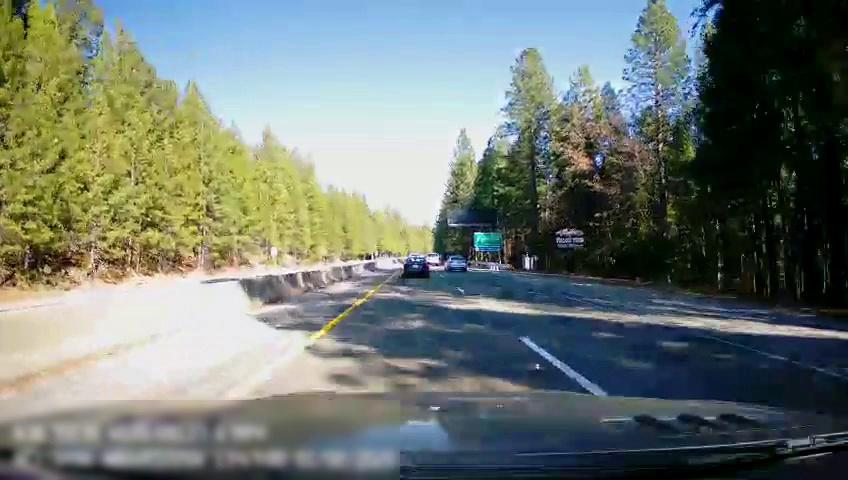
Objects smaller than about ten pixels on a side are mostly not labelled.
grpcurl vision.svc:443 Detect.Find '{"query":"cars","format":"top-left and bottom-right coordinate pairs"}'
top-left (404, 255), bottom-right (430, 278)
top-left (447, 256), bottom-right (467, 272)
top-left (426, 254), bottom-right (440, 266)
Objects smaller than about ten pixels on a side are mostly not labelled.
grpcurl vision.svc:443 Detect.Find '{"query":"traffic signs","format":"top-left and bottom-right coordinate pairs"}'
top-left (475, 245), bottom-right (501, 251)
top-left (474, 231), bottom-right (503, 245)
